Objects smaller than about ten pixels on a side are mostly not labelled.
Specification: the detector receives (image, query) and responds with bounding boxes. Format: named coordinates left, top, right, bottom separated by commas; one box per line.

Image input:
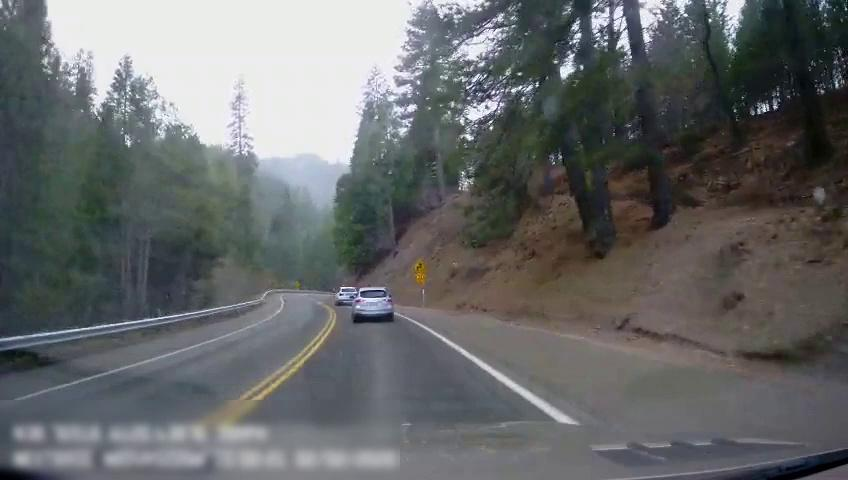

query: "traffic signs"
left=415, top=274, right=426, bottom=284
left=413, top=259, right=427, bottom=274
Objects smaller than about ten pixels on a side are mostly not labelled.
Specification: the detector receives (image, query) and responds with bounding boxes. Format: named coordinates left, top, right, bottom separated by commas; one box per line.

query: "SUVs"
left=334, top=287, right=358, bottom=306
left=350, top=287, right=394, bottom=323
